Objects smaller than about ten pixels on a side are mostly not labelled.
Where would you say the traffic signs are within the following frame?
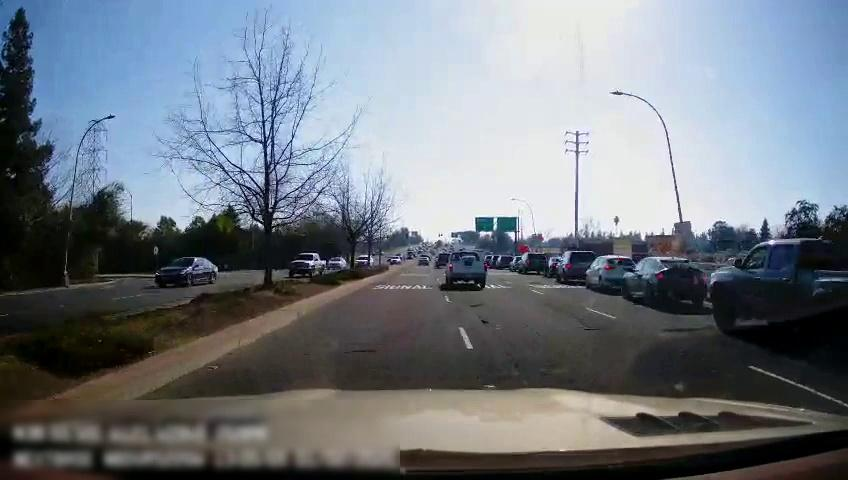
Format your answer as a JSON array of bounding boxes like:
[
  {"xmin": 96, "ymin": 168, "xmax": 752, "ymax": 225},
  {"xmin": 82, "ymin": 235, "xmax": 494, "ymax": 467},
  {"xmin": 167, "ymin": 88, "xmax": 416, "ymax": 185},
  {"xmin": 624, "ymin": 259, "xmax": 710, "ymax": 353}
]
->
[
  {"xmin": 496, "ymin": 215, "xmax": 517, "ymax": 233},
  {"xmin": 474, "ymin": 216, "xmax": 495, "ymax": 232}
]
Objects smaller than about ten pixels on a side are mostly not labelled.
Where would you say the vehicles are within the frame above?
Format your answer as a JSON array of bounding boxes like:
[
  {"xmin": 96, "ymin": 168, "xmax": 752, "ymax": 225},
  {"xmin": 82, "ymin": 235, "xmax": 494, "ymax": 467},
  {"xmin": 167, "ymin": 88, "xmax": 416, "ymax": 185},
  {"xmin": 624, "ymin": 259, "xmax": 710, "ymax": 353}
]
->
[
  {"xmin": 154, "ymin": 256, "xmax": 219, "ymax": 288},
  {"xmin": 557, "ymin": 250, "xmax": 599, "ymax": 283},
  {"xmin": 509, "ymin": 255, "xmax": 521, "ymax": 272},
  {"xmin": 434, "ymin": 253, "xmax": 448, "ymax": 269},
  {"xmin": 355, "ymin": 254, "xmax": 374, "ymax": 266},
  {"xmin": 327, "ymin": 257, "xmax": 347, "ymax": 270},
  {"xmin": 390, "ymin": 255, "xmax": 402, "ymax": 265},
  {"xmin": 288, "ymin": 253, "xmax": 327, "ymax": 278},
  {"xmin": 496, "ymin": 256, "xmax": 514, "ymax": 269},
  {"xmin": 489, "ymin": 255, "xmax": 500, "ymax": 269},
  {"xmin": 444, "ymin": 250, "xmax": 488, "ymax": 288},
  {"xmin": 486, "ymin": 254, "xmax": 492, "ymax": 267},
  {"xmin": 584, "ymin": 255, "xmax": 636, "ymax": 295},
  {"xmin": 621, "ymin": 256, "xmax": 710, "ymax": 311},
  {"xmin": 417, "ymin": 256, "xmax": 429, "ymax": 266},
  {"xmin": 518, "ymin": 252, "xmax": 548, "ymax": 274},
  {"xmin": 708, "ymin": 237, "xmax": 848, "ymax": 333},
  {"xmin": 544, "ymin": 256, "xmax": 560, "ymax": 278}
]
